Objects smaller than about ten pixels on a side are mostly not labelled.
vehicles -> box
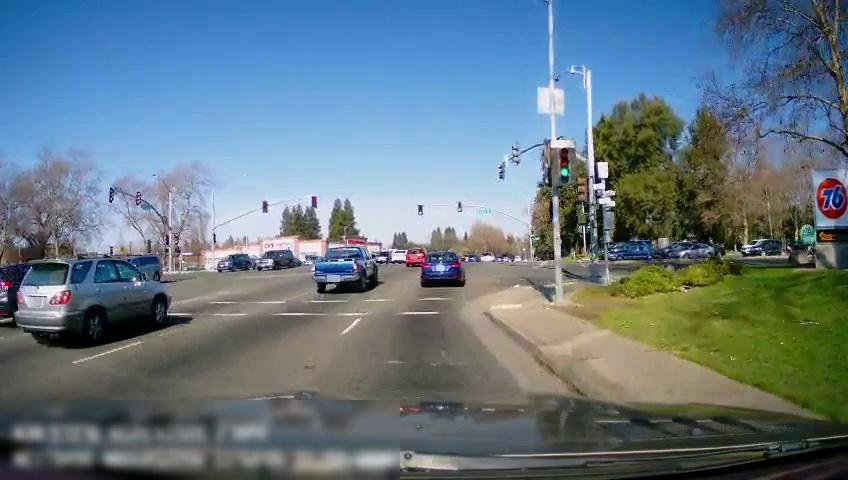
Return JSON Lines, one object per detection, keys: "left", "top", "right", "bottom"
{"left": 405, "top": 248, "right": 426, "bottom": 268}
{"left": 0, "top": 262, "right": 30, "bottom": 318}
{"left": 744, "top": 239, "right": 787, "bottom": 257}
{"left": 479, "top": 251, "right": 495, "bottom": 264}
{"left": 662, "top": 241, "right": 694, "bottom": 259}
{"left": 420, "top": 252, "right": 465, "bottom": 287}
{"left": 312, "top": 247, "right": 379, "bottom": 295}
{"left": 127, "top": 255, "right": 161, "bottom": 282}
{"left": 679, "top": 243, "right": 714, "bottom": 259}
{"left": 611, "top": 239, "right": 655, "bottom": 250}
{"left": 468, "top": 255, "right": 480, "bottom": 263}
{"left": 391, "top": 250, "right": 408, "bottom": 265}
{"left": 607, "top": 244, "right": 655, "bottom": 260}
{"left": 13, "top": 257, "right": 169, "bottom": 347}
{"left": 740, "top": 240, "right": 760, "bottom": 255}
{"left": 255, "top": 249, "right": 295, "bottom": 272}
{"left": 216, "top": 253, "right": 251, "bottom": 274}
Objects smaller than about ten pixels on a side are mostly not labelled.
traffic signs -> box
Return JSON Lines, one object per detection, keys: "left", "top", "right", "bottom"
{"left": 479, "top": 206, "right": 491, "bottom": 218}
